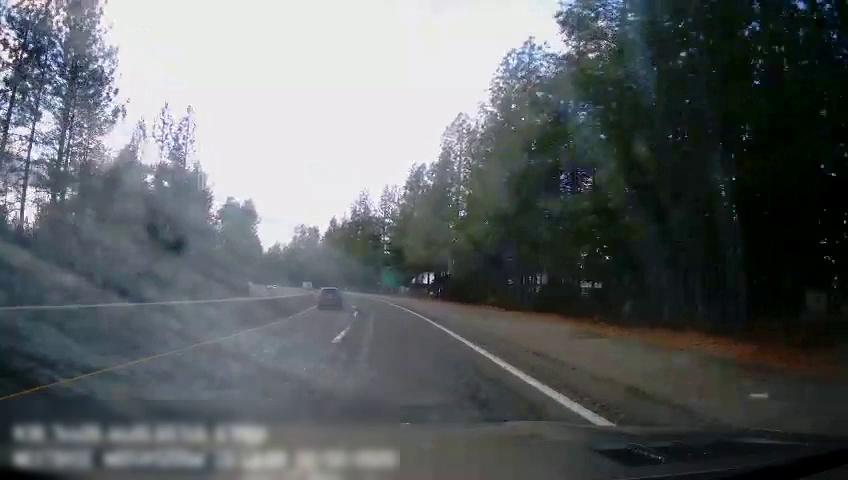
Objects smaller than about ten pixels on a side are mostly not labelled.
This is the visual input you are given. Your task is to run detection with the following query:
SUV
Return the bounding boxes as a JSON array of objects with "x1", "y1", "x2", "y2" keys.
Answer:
[{"x1": 317, "y1": 286, "x2": 343, "y2": 310}]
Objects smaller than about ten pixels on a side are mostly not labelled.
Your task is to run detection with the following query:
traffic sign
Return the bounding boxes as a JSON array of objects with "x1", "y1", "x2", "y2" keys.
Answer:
[{"x1": 382, "y1": 271, "x2": 399, "y2": 284}]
